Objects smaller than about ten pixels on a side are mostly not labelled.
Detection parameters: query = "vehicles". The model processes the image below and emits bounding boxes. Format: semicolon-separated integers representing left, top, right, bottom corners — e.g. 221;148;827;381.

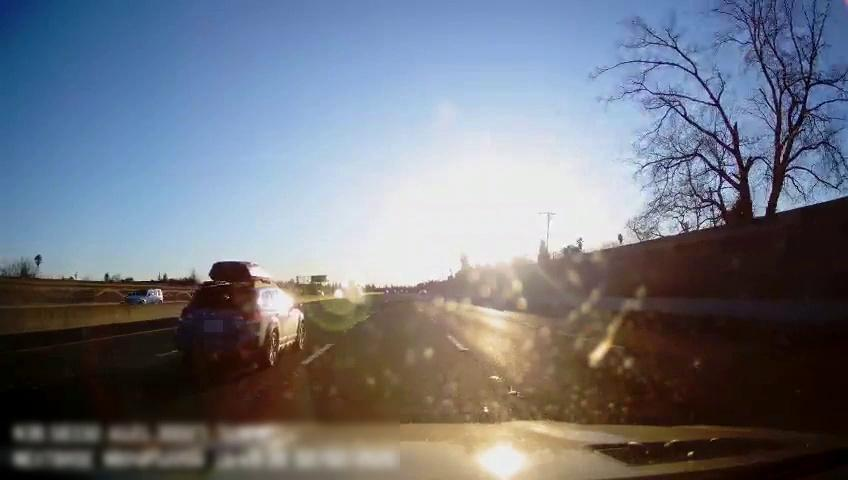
123;288;163;304
342;287;365;306
180;261;308;374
